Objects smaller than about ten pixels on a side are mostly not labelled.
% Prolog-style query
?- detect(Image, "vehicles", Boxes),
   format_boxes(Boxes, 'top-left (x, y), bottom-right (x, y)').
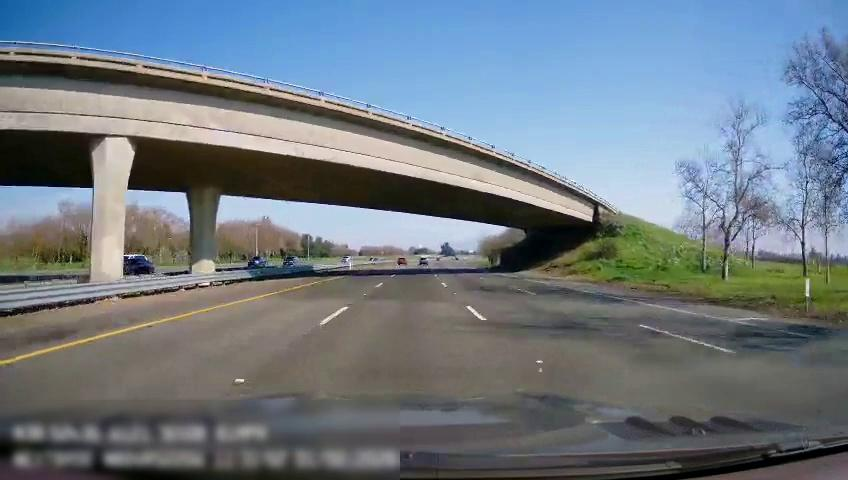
top-left (248, 255), bottom-right (266, 269)
top-left (419, 257), bottom-right (427, 265)
top-left (282, 255), bottom-right (299, 266)
top-left (123, 254), bottom-right (156, 275)
top-left (396, 256), bottom-right (409, 267)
